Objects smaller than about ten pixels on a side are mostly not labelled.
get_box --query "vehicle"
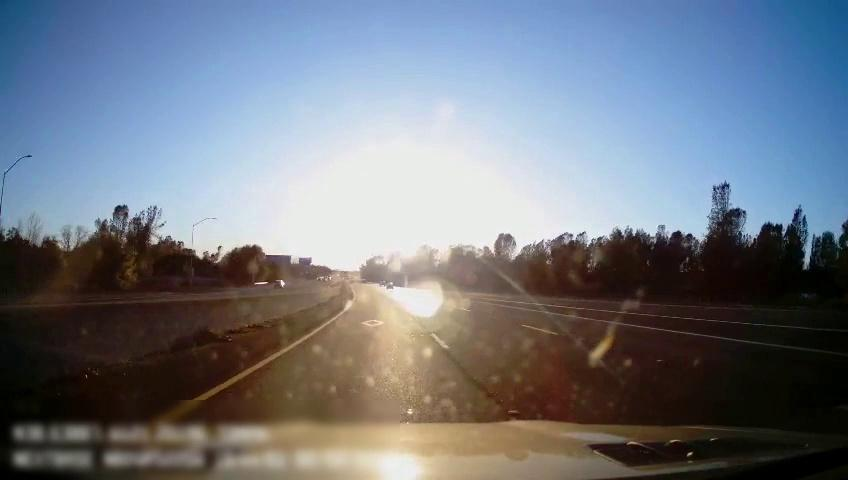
[273,280,285,288]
